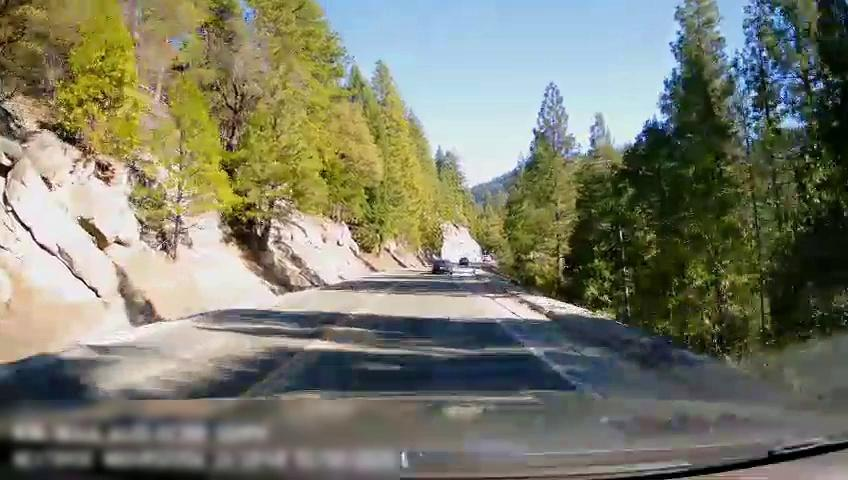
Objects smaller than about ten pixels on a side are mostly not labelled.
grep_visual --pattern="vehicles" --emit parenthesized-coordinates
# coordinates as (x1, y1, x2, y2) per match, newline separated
(431, 257, 451, 273)
(458, 257, 469, 266)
